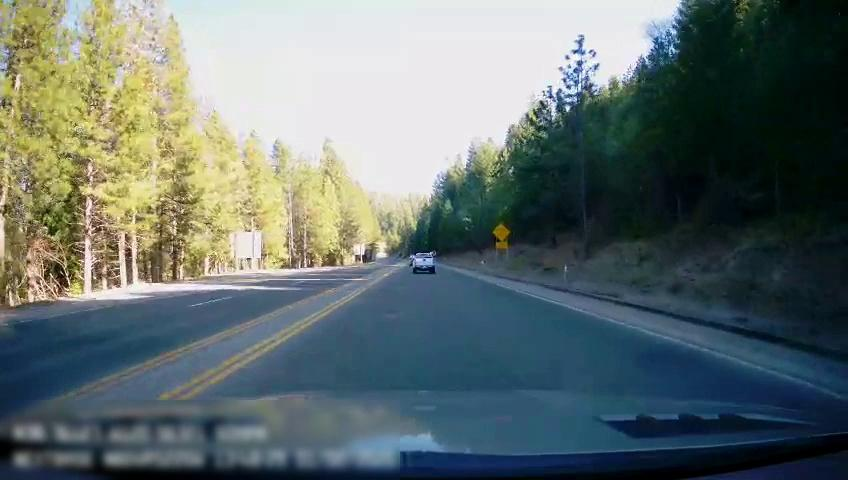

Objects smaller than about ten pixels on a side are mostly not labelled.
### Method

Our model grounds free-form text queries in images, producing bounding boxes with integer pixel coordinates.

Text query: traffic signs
[491,222,511,241]
[495,241,509,248]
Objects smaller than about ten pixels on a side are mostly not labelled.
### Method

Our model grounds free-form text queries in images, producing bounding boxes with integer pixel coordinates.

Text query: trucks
[412,253,436,274]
